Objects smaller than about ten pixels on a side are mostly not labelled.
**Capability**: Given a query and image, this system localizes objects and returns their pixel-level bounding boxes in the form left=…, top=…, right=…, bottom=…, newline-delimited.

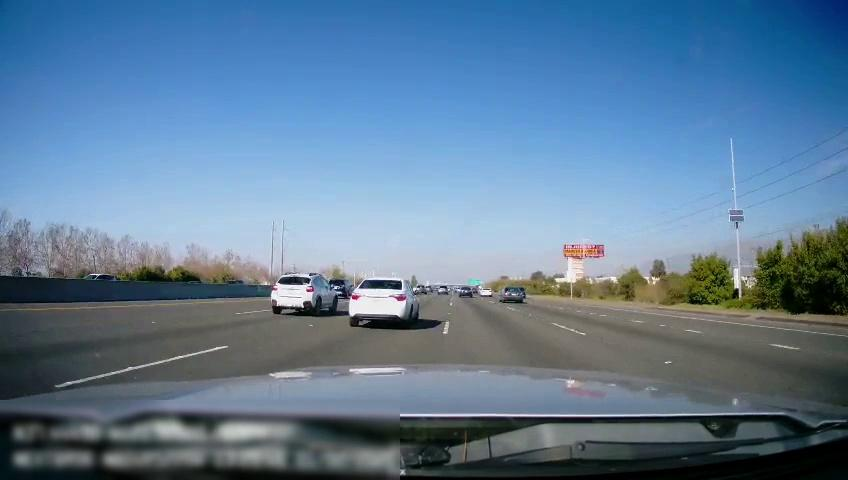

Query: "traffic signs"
left=469, top=279, right=481, bottom=286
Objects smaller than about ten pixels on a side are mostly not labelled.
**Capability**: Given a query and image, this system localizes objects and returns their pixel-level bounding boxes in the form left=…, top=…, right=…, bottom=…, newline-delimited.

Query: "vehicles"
left=81, top=273, right=117, bottom=282
left=415, top=285, right=428, bottom=295
left=498, top=286, right=524, bottom=304
left=271, top=272, right=339, bottom=317
left=517, top=286, right=526, bottom=299
left=437, top=285, right=449, bottom=296
left=223, top=279, right=245, bottom=286
left=459, top=286, right=473, bottom=298
left=327, top=278, right=354, bottom=299
left=348, top=277, right=420, bottom=329
left=478, top=286, right=493, bottom=297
